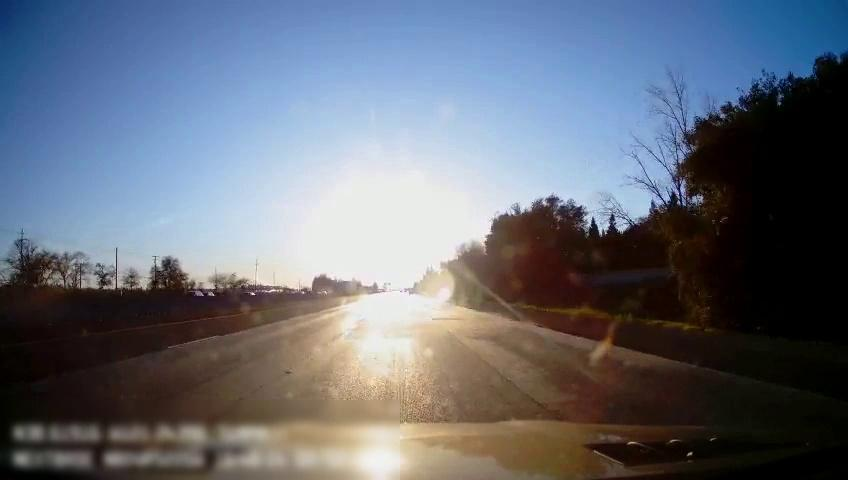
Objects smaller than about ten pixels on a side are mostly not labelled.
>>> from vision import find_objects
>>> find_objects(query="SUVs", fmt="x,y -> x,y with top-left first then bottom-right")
202,292 -> 215,299
184,291 -> 204,299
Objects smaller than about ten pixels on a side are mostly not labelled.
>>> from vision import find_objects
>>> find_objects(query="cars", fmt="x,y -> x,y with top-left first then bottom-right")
240,292 -> 256,298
